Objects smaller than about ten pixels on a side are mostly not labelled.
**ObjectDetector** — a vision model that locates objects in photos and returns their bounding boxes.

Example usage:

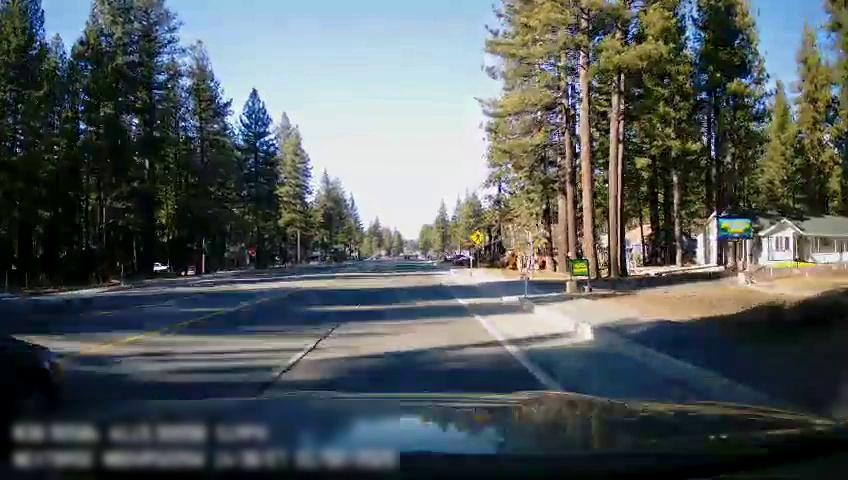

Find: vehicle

[0,332,64,439]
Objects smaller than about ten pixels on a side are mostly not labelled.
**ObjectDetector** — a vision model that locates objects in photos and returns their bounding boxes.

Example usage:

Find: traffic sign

[466,231,484,247]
